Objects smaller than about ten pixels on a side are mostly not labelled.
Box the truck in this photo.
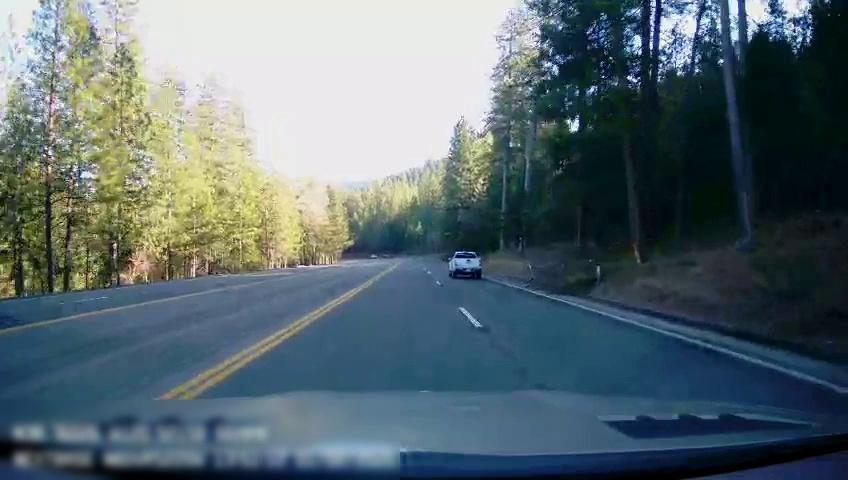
[447,251,481,280]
